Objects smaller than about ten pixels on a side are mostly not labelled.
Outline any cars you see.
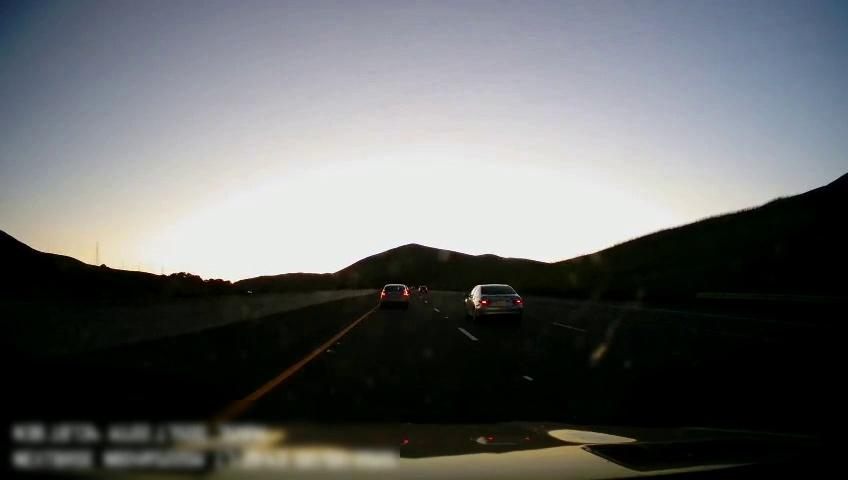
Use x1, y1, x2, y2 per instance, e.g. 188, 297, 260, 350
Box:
380, 284, 409, 308
464, 284, 522, 323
